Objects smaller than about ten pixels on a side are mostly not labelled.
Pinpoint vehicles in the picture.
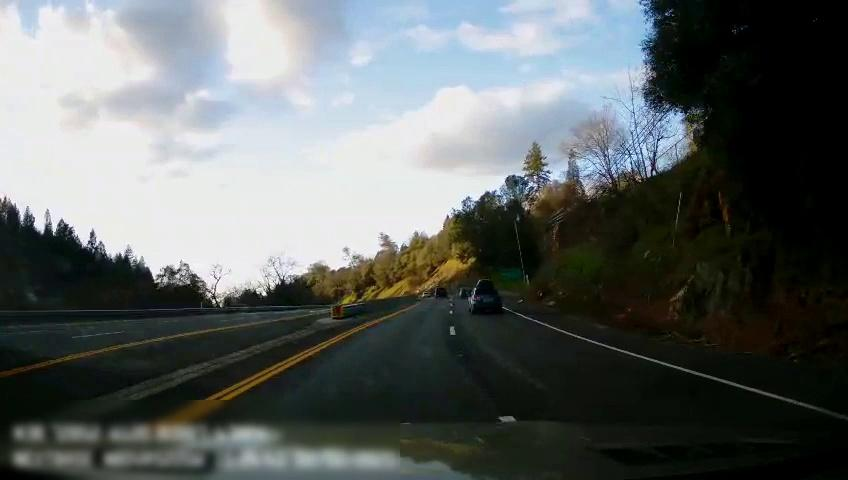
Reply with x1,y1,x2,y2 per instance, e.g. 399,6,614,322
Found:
467,278,501,314
435,287,448,300
458,287,472,299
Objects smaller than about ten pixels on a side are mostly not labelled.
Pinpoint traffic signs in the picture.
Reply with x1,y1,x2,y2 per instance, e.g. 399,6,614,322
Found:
502,269,523,280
